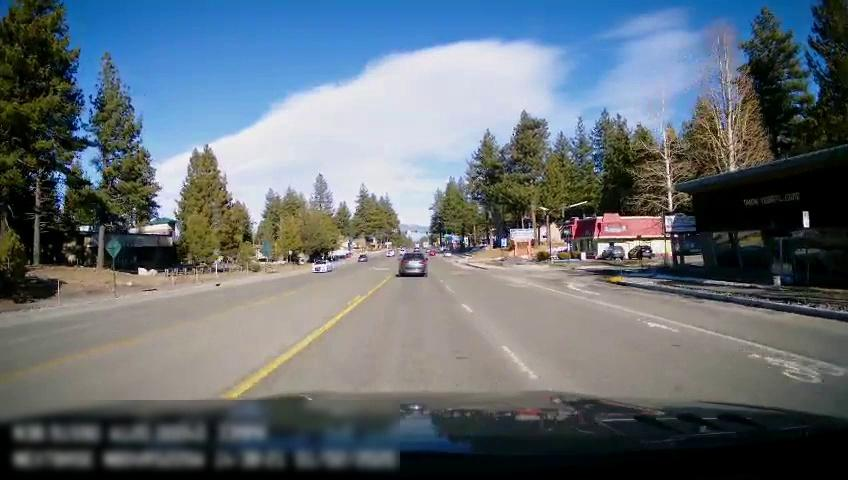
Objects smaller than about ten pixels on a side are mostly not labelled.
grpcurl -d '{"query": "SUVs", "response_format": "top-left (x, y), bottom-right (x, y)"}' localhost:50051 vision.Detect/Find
top-left (628, 245), bottom-right (653, 262)
top-left (603, 246), bottom-right (626, 261)
top-left (398, 252), bottom-right (428, 277)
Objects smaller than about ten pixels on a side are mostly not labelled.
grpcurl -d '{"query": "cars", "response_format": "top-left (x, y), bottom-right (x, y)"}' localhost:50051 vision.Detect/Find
top-left (312, 259), bottom-right (333, 274)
